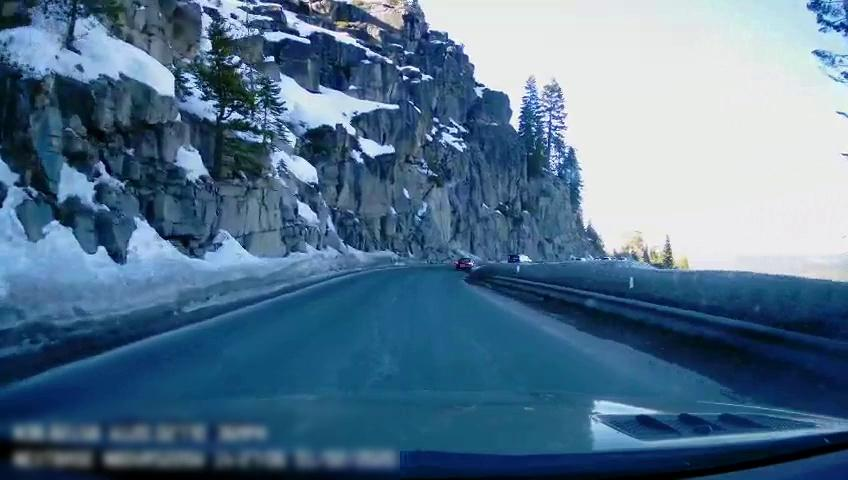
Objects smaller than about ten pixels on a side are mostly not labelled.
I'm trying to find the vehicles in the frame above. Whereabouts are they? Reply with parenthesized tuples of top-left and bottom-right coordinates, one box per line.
(508, 254, 530, 264)
(456, 258, 475, 271)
